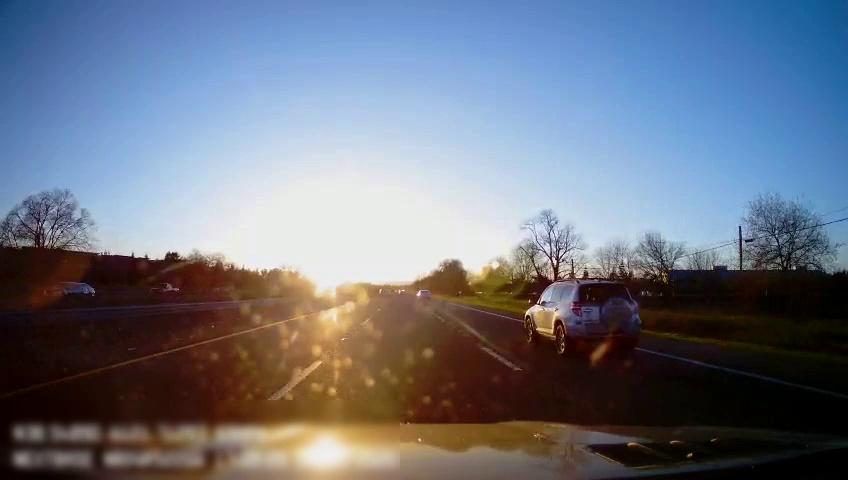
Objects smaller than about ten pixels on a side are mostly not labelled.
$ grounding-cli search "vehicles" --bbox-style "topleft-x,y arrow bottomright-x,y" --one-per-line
521,281 -> 641,358
150,282 -> 181,294
79,282 -> 96,297
42,281 -> 89,301
416,289 -> 431,300
378,288 -> 391,299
